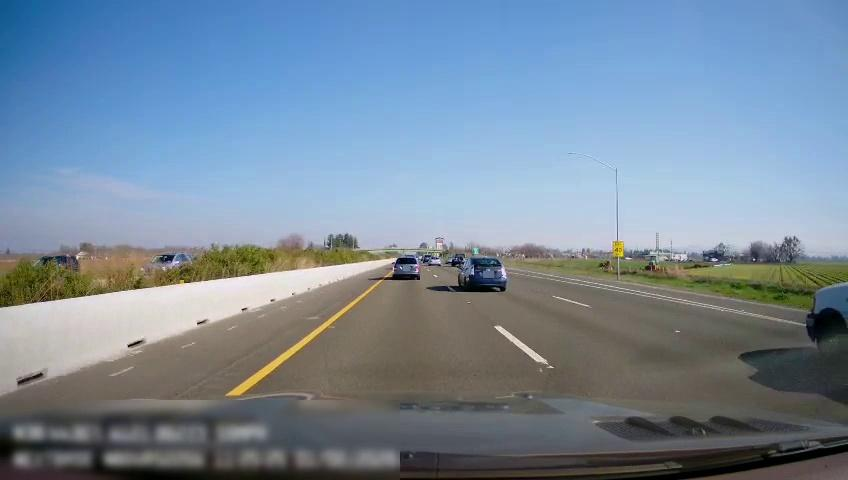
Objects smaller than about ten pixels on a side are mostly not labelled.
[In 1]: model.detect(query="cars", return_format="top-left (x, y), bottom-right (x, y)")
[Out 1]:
top-left (451, 253), bottom-right (465, 266)
top-left (427, 256), bottom-right (442, 268)
top-left (392, 256), bottom-right (421, 280)
top-left (456, 256), bottom-right (509, 292)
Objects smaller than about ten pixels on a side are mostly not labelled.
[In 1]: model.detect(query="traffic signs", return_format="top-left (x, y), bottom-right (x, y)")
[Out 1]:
top-left (613, 240), bottom-right (624, 257)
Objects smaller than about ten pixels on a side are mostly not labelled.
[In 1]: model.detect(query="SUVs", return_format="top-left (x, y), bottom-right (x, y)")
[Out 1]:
top-left (144, 251), bottom-right (193, 273)
top-left (39, 255), bottom-right (81, 272)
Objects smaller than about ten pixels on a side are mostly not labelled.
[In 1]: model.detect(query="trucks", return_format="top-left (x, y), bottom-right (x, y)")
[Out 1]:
top-left (804, 282), bottom-right (848, 344)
